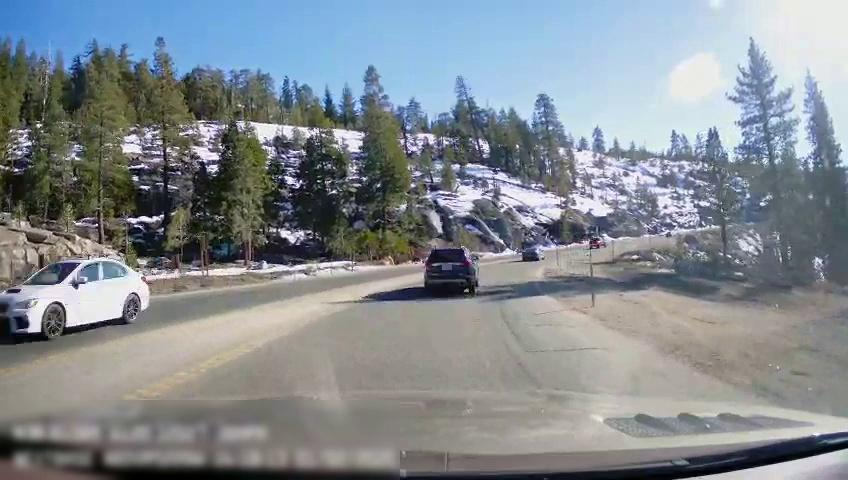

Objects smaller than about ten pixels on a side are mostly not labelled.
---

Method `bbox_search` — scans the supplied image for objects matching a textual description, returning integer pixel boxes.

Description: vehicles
[521,244,546,262]
[422,247,480,298]
[0,256,153,342]
[589,236,608,250]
